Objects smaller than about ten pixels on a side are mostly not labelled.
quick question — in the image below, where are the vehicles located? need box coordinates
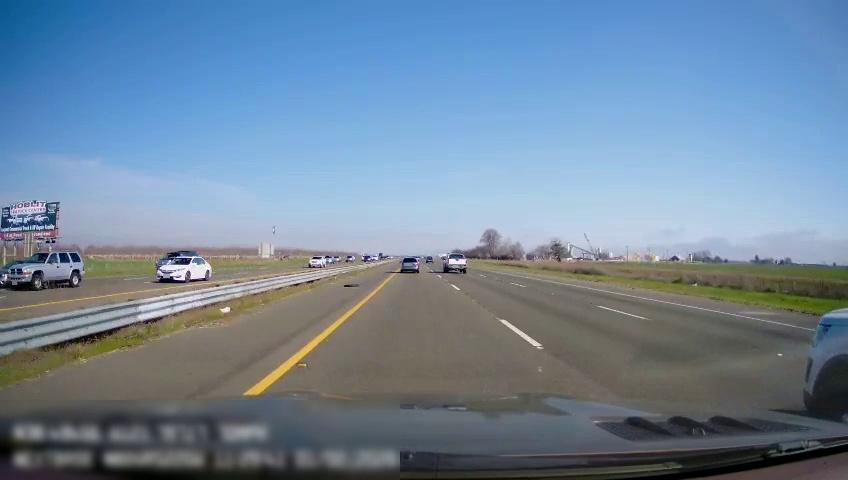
[308,256,327,269]
[2,252,86,291]
[400,256,420,274]
[802,307,848,424]
[333,256,343,263]
[440,252,467,273]
[345,256,356,263]
[0,256,31,287]
[157,256,212,284]
[155,250,200,270]
[325,256,335,265]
